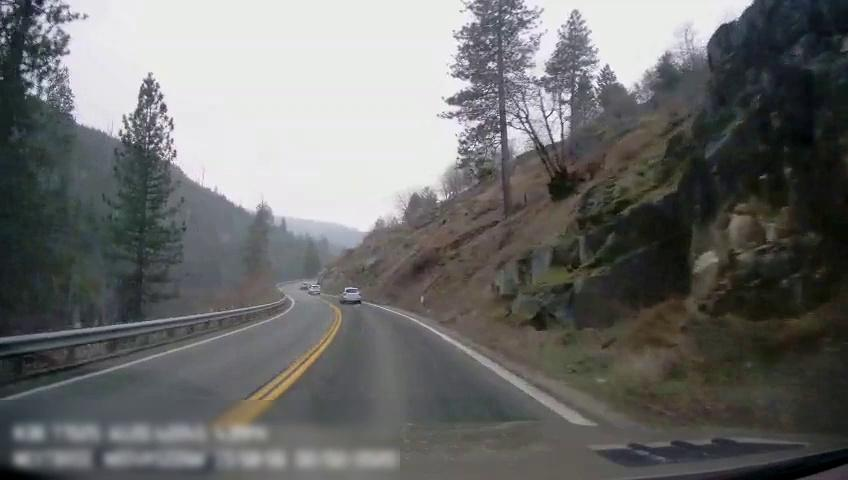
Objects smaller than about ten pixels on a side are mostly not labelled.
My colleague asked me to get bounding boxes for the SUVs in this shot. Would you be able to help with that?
[308,284,321,295]
[339,287,361,304]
